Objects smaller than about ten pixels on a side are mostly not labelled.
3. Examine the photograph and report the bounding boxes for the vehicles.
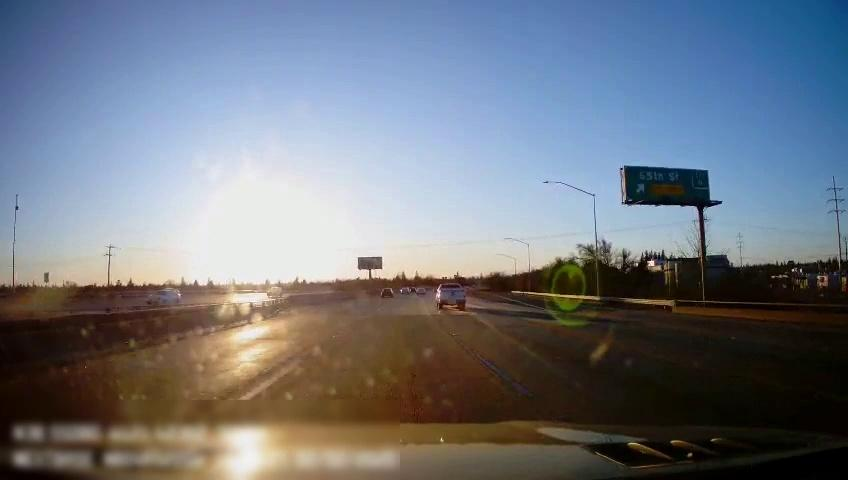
[267,287,284,299]
[415,287,427,296]
[400,287,412,295]
[144,289,182,306]
[380,287,395,299]
[436,282,466,310]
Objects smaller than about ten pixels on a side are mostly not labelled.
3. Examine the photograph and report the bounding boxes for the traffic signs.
[622,165,711,206]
